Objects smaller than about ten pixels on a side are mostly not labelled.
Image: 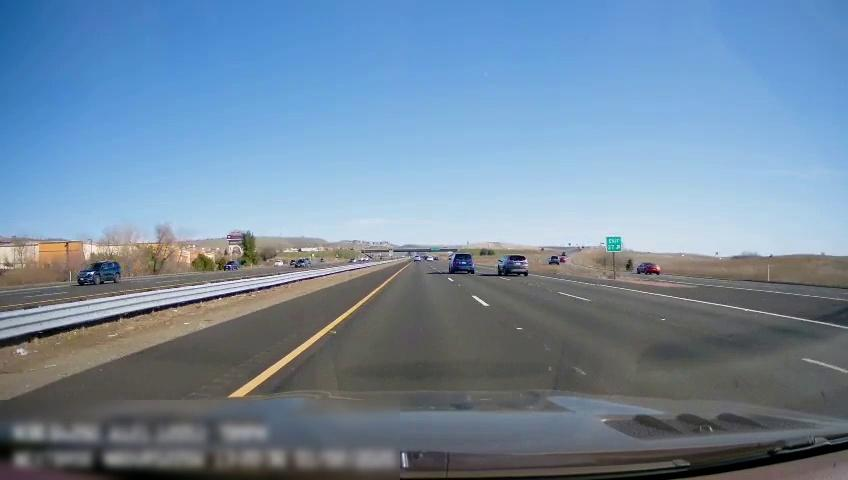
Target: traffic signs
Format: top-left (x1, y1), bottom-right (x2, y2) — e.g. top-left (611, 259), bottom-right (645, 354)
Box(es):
top-left (606, 236), bottom-right (622, 253)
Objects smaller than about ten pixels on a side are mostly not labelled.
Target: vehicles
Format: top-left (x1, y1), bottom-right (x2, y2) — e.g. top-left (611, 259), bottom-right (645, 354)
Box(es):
top-left (76, 260), bottom-right (122, 286)
top-left (496, 254), bottom-right (529, 276)
top-left (549, 255), bottom-right (560, 265)
top-left (223, 260), bottom-right (239, 272)
top-left (295, 259), bottom-right (310, 269)
top-left (447, 253), bottom-right (475, 275)
top-left (637, 261), bottom-right (661, 275)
